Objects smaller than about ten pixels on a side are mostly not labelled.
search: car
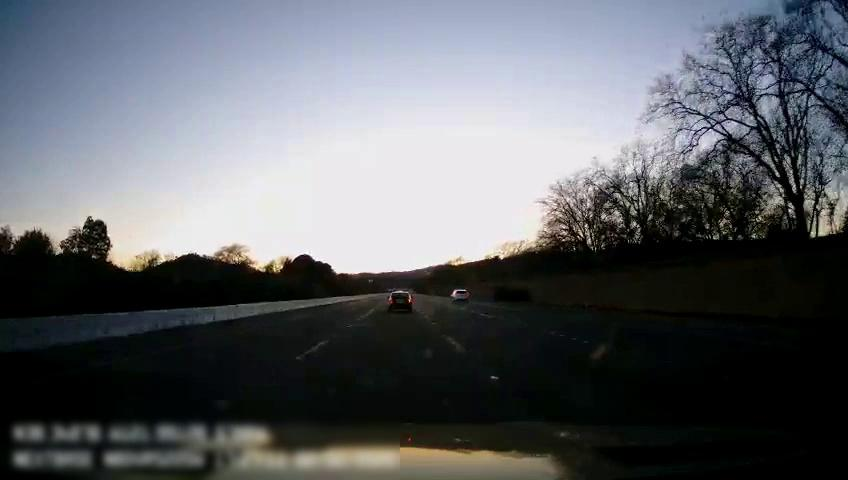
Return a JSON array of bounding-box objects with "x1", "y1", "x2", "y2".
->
[{"x1": 387, "y1": 291, "x2": 413, "y2": 312}]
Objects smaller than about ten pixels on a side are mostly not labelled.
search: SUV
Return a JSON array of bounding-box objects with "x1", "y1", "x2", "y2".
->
[{"x1": 450, "y1": 289, "x2": 470, "y2": 304}]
